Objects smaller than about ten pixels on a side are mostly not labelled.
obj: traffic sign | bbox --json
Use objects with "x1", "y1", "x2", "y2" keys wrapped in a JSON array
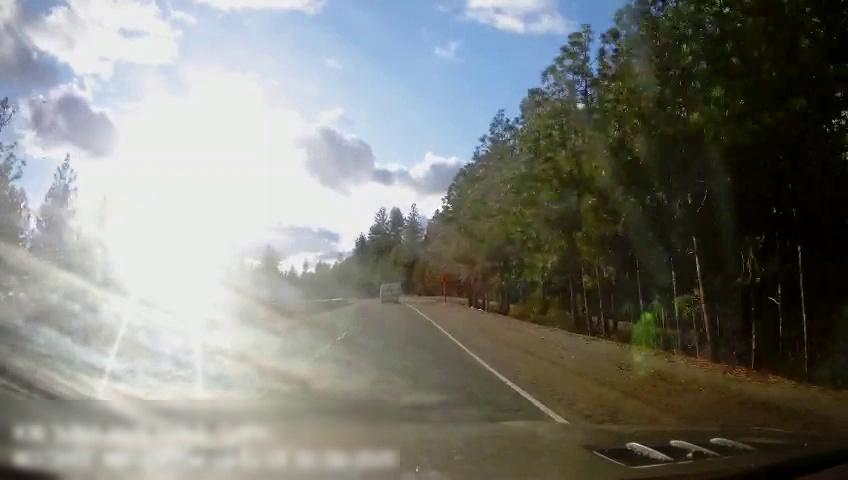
[{"x1": 439, "y1": 273, "x2": 452, "y2": 284}]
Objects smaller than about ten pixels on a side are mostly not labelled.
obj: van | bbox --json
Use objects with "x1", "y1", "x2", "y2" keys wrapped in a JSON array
[{"x1": 380, "y1": 283, "x2": 401, "y2": 305}]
